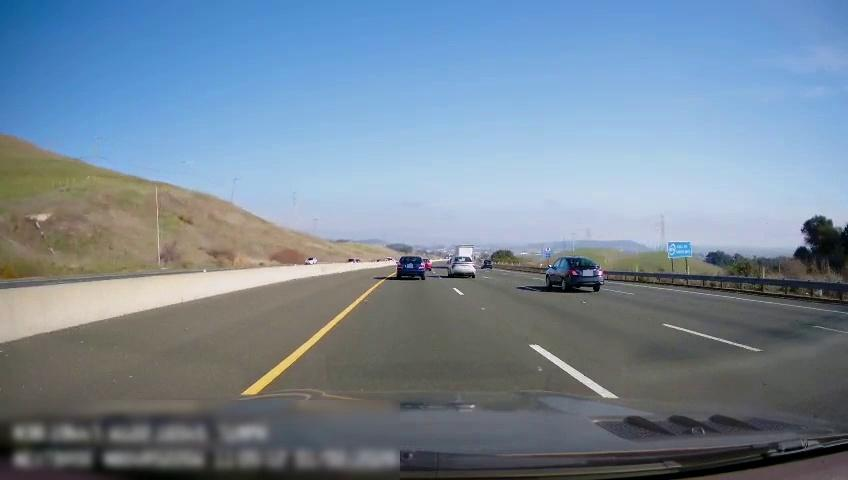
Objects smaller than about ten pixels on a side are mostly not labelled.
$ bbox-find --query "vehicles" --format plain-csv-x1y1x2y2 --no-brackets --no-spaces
397,256,425,280
304,257,318,265
421,256,432,271
454,244,474,264
545,256,604,293
481,260,494,270
448,257,476,279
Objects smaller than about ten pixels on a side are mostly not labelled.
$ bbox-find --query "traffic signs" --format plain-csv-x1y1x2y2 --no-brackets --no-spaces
665,239,693,258
543,247,552,260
